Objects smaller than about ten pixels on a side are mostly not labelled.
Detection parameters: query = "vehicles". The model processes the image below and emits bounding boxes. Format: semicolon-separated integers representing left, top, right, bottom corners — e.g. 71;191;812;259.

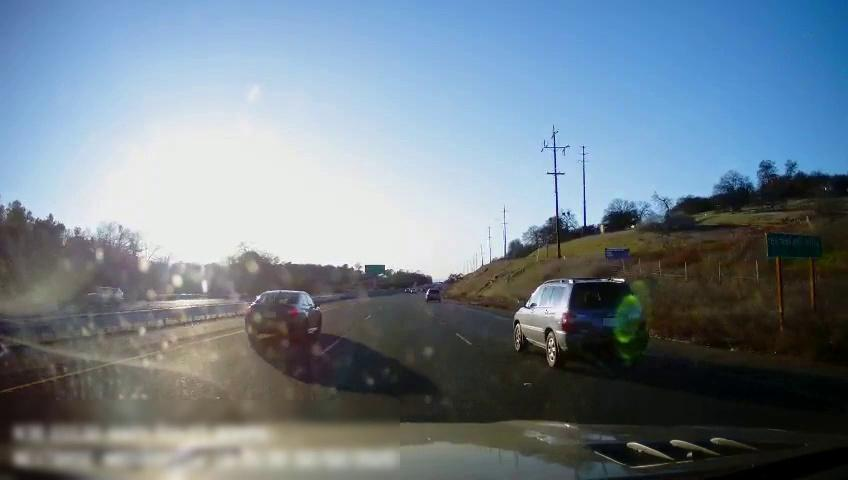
513;281;649;369
244;291;323;346
82;287;124;310
425;288;441;303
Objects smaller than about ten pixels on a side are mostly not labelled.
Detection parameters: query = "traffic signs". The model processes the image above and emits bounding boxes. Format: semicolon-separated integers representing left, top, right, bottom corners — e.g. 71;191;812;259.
765;231;823;259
